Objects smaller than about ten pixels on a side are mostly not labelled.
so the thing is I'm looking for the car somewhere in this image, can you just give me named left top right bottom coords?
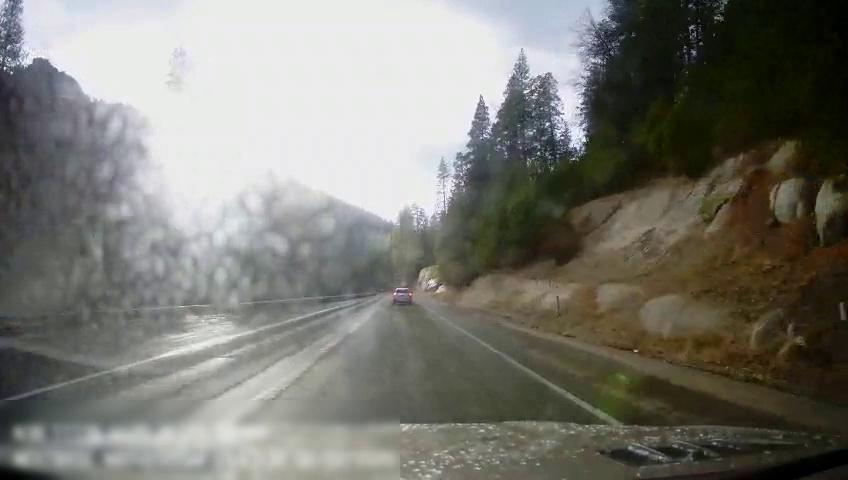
left=393, top=287, right=413, bottom=305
